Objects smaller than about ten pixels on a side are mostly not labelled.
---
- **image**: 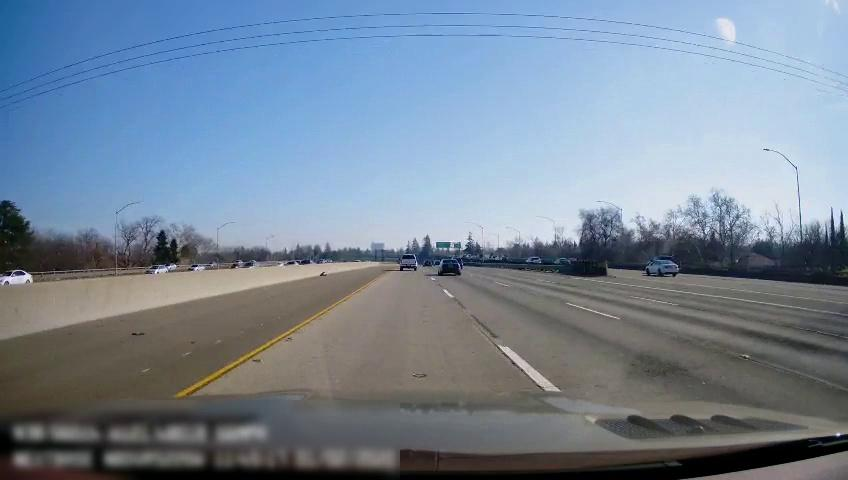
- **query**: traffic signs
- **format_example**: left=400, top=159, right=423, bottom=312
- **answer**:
left=373, top=249, right=385, bottom=257
left=435, top=241, right=451, bottom=249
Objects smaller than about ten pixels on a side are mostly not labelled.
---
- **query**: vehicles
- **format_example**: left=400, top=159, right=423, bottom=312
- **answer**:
left=451, top=258, right=463, bottom=270
left=242, top=259, right=257, bottom=269
left=316, top=258, right=328, bottom=265
left=438, top=258, right=462, bottom=277
left=144, top=264, right=169, bottom=275
left=399, top=253, right=418, bottom=271
left=284, top=260, right=300, bottom=267
left=300, top=258, right=312, bottom=266
left=0, top=269, right=34, bottom=288
left=230, top=259, right=245, bottom=270
left=648, top=255, right=680, bottom=268
left=163, top=262, right=177, bottom=273
left=645, top=259, right=679, bottom=277
left=187, top=264, right=206, bottom=272
left=553, top=257, right=570, bottom=265
left=525, top=255, right=542, bottom=264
